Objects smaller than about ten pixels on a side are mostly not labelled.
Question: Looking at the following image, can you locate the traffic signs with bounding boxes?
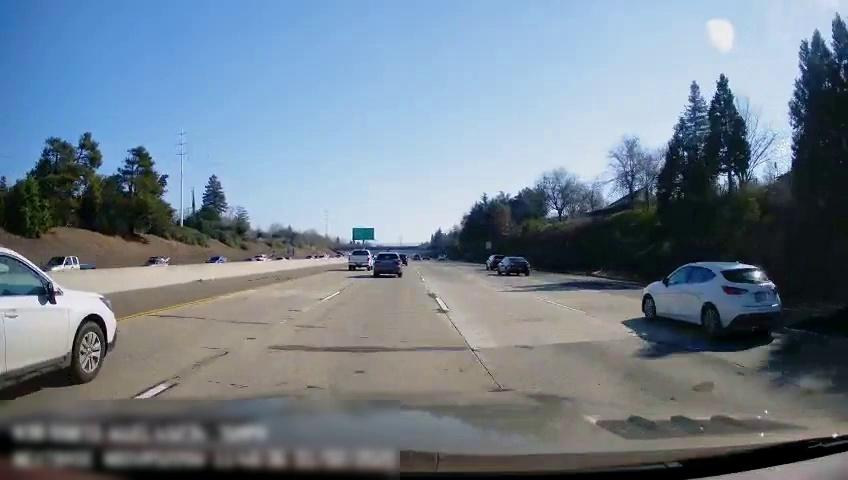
[353,228,374,240]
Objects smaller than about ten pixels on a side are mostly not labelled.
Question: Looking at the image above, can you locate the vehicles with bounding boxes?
[397,253,409,266]
[142,256,170,267]
[206,255,225,264]
[485,254,505,271]
[0,248,118,393]
[347,249,374,272]
[372,252,404,278]
[42,256,79,272]
[640,261,781,342]
[496,256,531,277]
